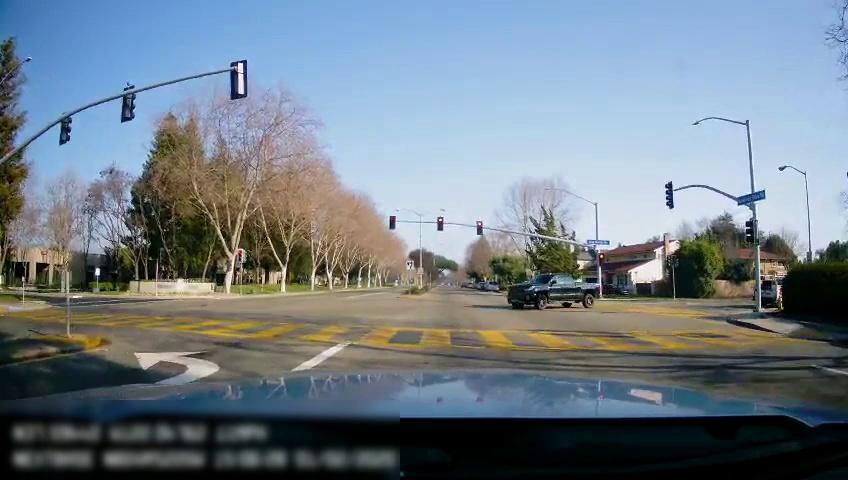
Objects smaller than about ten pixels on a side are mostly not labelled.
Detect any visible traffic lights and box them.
[672,255,679,268]
[665,180,675,210]
[598,252,605,266]
[230,58,248,100]
[666,254,673,269]
[388,215,397,231]
[59,112,72,146]
[120,84,136,123]
[235,248,245,264]
[745,217,759,244]
[476,220,484,236]
[436,216,445,232]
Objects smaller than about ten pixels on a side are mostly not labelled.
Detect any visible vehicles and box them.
[600,283,631,296]
[752,273,788,309]
[483,280,500,293]
[506,273,602,311]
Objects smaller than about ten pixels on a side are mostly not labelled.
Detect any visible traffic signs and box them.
[737,189,766,206]
[406,260,415,271]
[586,239,611,246]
